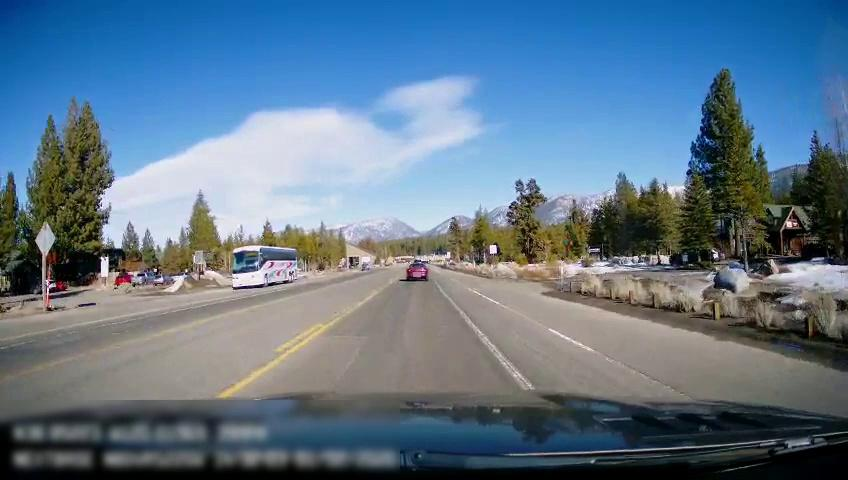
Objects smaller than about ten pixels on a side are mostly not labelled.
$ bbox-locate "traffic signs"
[489,244,497,255]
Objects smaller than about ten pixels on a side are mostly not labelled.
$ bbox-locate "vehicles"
[152,274,175,286]
[34,279,59,293]
[232,244,298,290]
[132,273,153,286]
[115,274,133,286]
[406,262,429,281]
